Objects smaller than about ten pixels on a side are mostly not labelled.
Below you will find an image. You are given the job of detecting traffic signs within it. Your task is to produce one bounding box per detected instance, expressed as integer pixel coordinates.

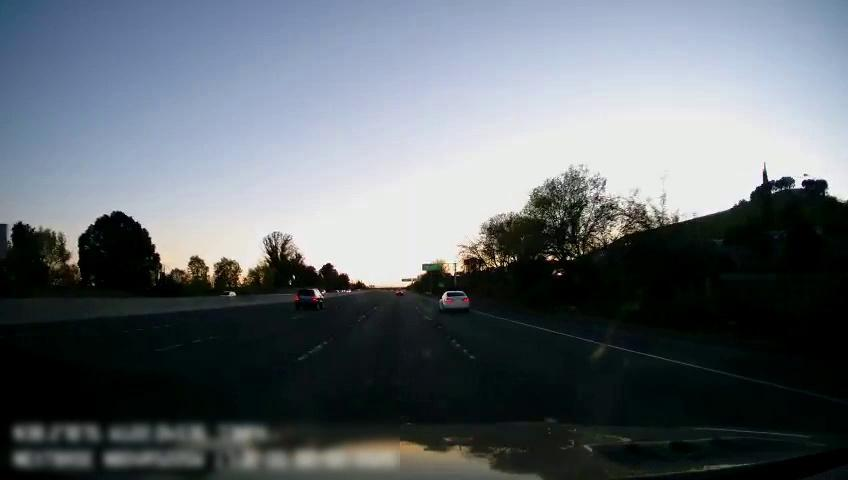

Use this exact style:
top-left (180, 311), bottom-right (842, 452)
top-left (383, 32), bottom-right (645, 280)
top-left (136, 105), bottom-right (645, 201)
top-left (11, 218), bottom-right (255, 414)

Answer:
top-left (422, 264), bottom-right (441, 272)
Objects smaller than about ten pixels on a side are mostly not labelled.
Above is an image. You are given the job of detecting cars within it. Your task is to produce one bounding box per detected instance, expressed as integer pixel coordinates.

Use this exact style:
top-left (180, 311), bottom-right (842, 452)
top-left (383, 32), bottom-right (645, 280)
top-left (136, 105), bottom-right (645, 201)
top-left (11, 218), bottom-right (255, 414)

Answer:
top-left (439, 291), bottom-right (471, 314)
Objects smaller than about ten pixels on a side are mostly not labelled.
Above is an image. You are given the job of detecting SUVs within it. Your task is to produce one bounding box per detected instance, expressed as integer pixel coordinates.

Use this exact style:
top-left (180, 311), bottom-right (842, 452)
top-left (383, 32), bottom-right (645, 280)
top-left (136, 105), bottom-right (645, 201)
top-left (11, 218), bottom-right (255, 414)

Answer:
top-left (294, 288), bottom-right (325, 312)
top-left (219, 290), bottom-right (237, 297)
